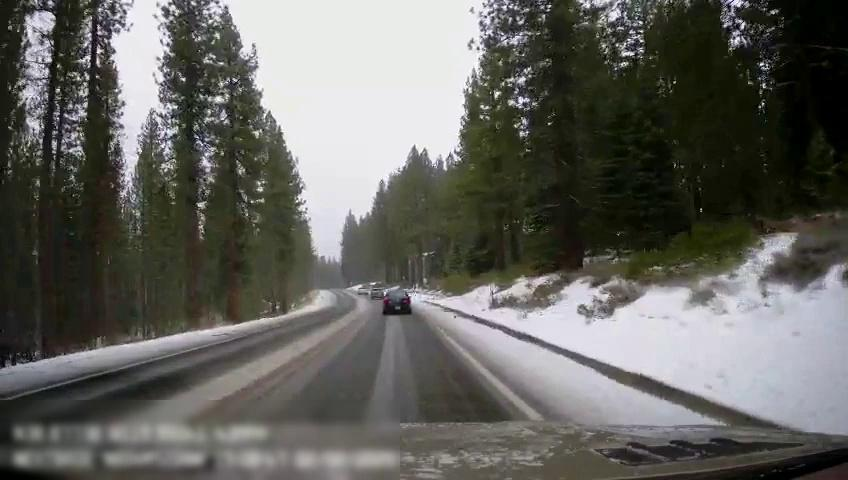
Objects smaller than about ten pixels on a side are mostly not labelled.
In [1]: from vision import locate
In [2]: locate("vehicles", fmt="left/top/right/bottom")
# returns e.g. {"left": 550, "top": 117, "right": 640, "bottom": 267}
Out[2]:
{"left": 381, "top": 289, "right": 412, "bottom": 316}
{"left": 357, "top": 286, "right": 369, "bottom": 296}
{"left": 370, "top": 288, "right": 385, "bottom": 300}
